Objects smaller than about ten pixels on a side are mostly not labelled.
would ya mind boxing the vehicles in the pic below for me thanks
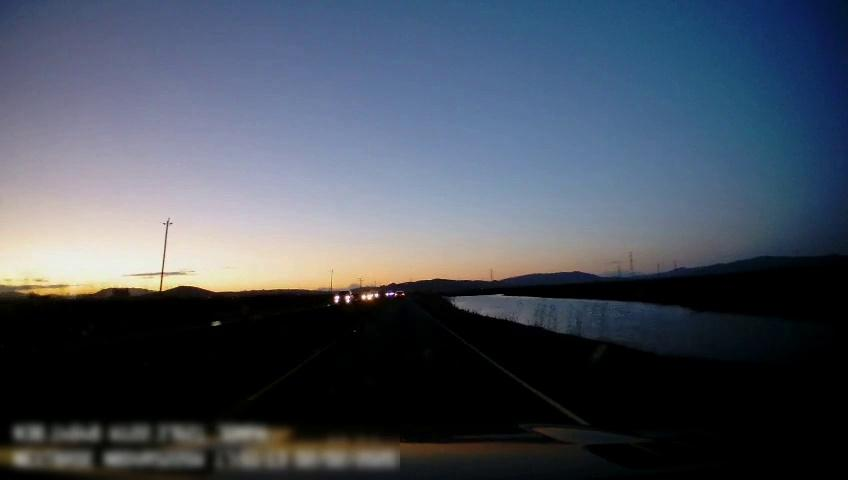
[360,291,375,303]
[393,291,405,300]
[332,290,355,307]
